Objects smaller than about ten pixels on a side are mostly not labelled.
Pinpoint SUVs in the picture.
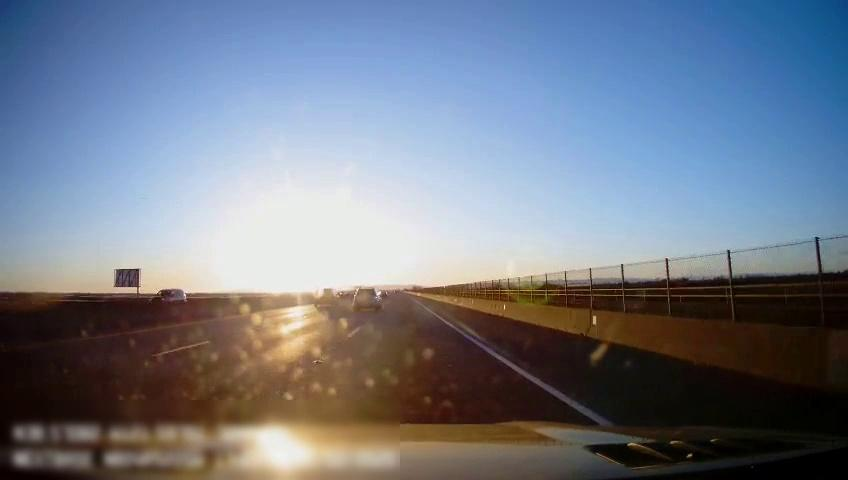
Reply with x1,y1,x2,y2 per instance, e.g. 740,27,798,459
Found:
147,289,187,306
353,287,382,312
314,288,340,307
